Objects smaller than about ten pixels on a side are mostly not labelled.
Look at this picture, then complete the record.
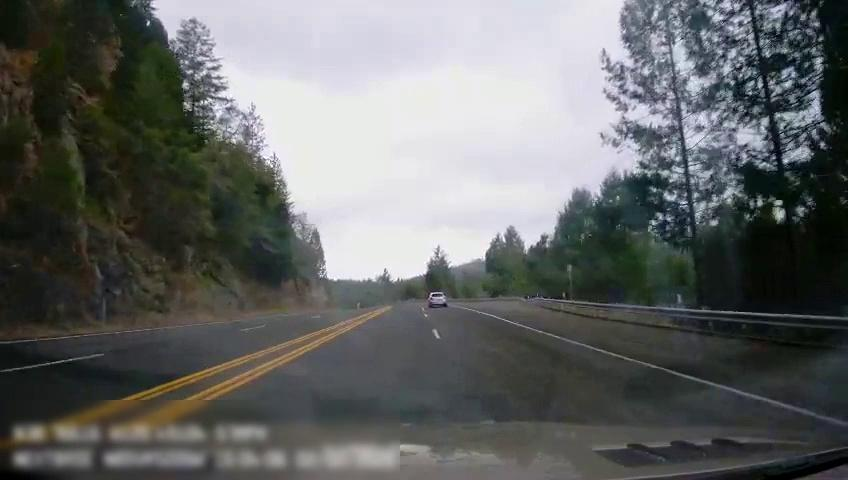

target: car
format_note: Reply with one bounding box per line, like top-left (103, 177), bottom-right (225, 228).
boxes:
top-left (428, 292), bottom-right (447, 308)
